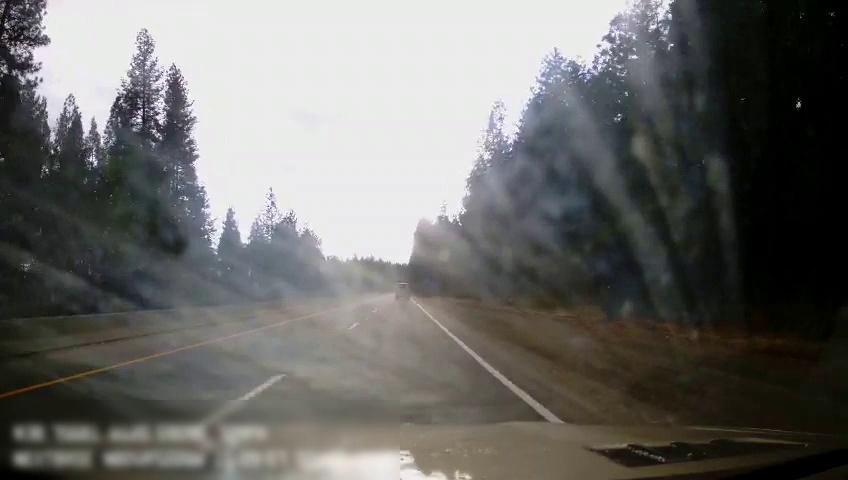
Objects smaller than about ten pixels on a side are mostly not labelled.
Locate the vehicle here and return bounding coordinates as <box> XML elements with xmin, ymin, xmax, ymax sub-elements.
<box><xmin>394</xmin><ymin>282</ymin><xmax>410</xmax><ymax>300</ymax></box>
